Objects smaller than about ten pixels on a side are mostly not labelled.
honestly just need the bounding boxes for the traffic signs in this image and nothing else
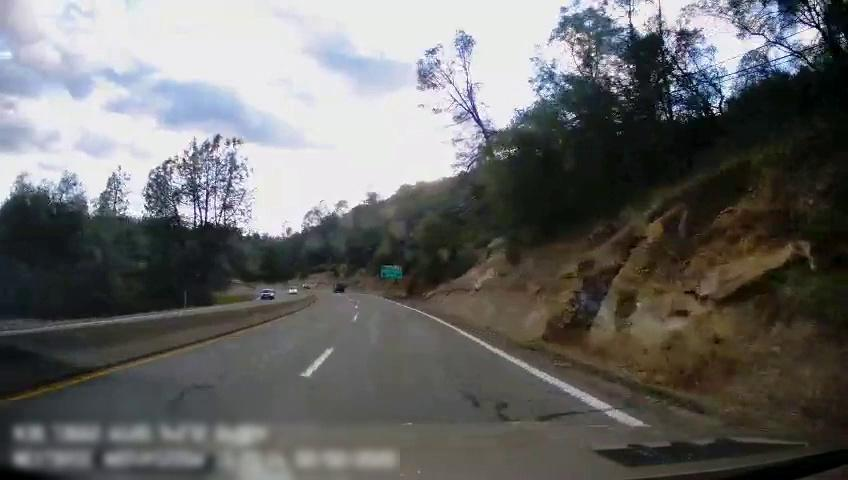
[380,264,403,280]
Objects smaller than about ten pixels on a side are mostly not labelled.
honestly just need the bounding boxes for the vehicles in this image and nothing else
[288,285,298,295]
[332,282,345,293]
[260,288,276,301]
